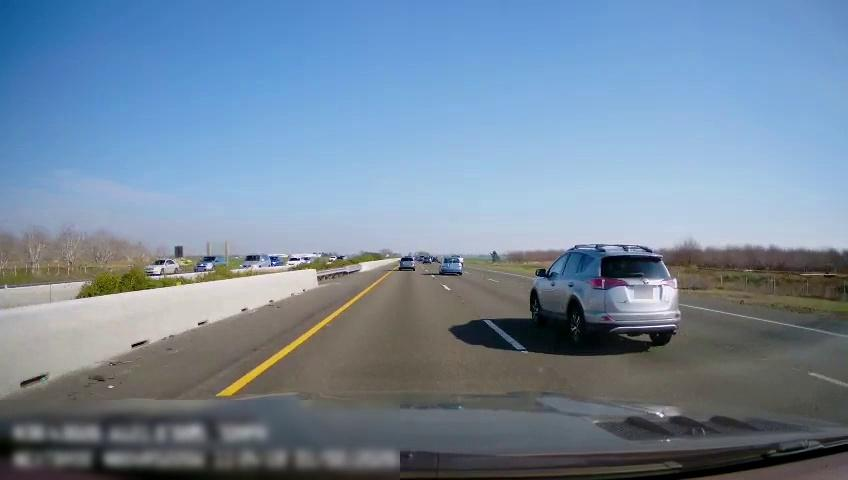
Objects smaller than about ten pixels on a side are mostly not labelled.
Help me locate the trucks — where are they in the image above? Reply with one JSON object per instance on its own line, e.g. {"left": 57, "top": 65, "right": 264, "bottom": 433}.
{"left": 286, "top": 256, "right": 311, "bottom": 267}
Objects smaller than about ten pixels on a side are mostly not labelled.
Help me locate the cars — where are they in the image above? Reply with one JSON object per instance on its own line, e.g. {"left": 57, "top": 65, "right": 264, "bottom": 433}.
{"left": 398, "top": 256, "right": 416, "bottom": 271}
{"left": 143, "top": 258, "right": 180, "bottom": 276}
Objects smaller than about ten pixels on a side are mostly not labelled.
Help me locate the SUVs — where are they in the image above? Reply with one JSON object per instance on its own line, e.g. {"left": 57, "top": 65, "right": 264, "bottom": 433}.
{"left": 439, "top": 256, "right": 463, "bottom": 275}
{"left": 528, "top": 243, "right": 681, "bottom": 348}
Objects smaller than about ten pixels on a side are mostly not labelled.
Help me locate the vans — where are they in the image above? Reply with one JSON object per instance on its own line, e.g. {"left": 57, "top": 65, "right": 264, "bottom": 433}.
{"left": 194, "top": 255, "right": 227, "bottom": 273}
{"left": 240, "top": 255, "right": 272, "bottom": 270}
